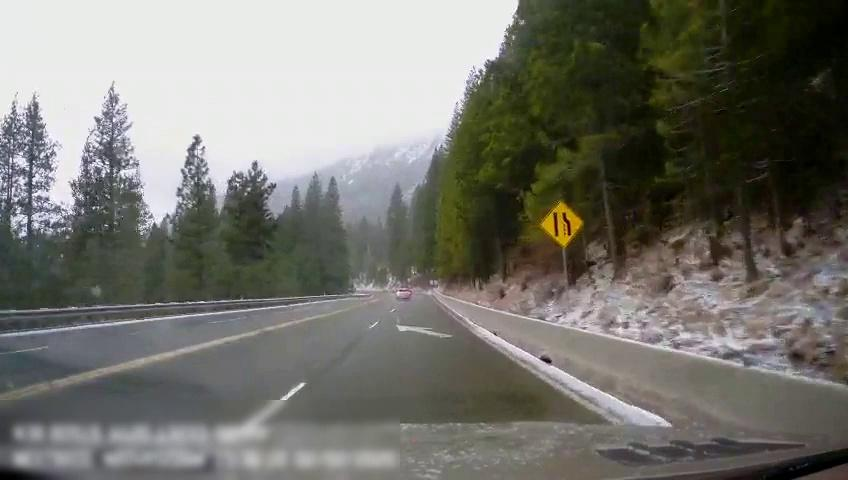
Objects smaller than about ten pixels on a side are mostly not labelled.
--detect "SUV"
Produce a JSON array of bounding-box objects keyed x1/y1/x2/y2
[{"x1": 395, "y1": 287, "x2": 411, "y2": 300}]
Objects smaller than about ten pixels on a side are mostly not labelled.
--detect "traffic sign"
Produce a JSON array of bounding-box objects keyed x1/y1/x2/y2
[{"x1": 539, "y1": 200, "x2": 586, "y2": 249}]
